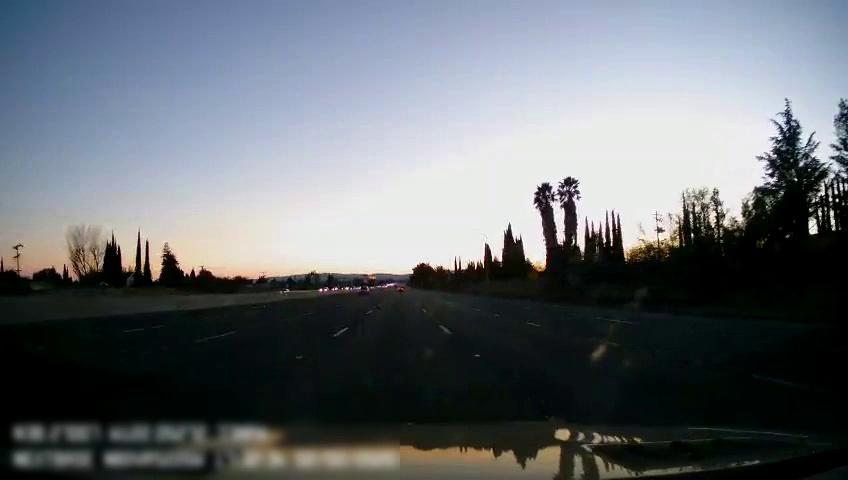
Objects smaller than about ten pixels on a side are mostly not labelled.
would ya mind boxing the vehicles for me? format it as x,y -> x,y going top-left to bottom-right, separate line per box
359,286 -> 370,295
279,289 -> 290,294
